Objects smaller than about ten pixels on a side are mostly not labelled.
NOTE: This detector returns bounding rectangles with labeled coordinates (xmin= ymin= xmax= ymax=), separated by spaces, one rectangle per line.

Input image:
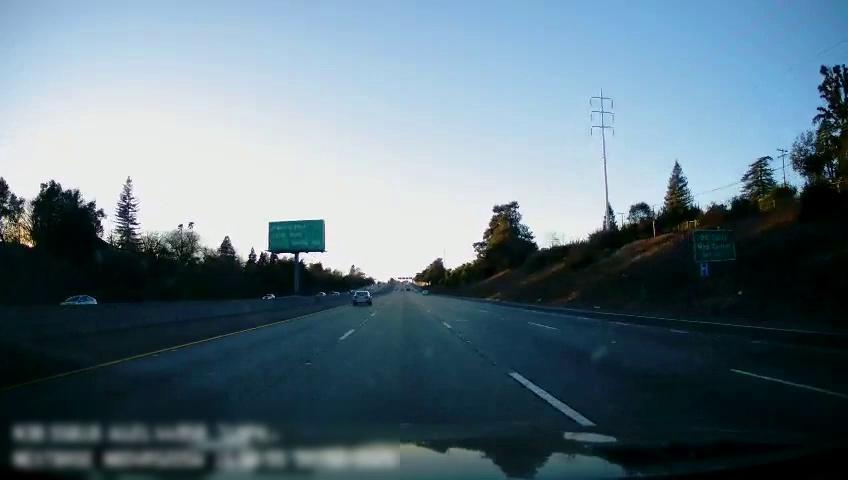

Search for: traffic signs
xmin=267 ymin=220 xmax=326 ymax=251
xmin=691 ymin=228 xmax=737 ymax=263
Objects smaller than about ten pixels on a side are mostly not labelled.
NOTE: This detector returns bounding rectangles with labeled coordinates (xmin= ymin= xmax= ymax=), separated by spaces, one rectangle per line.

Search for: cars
xmin=352 ymin=290 xmax=373 ymax=306
xmin=262 ymin=293 xmax=276 ymax=300
xmin=61 ymin=293 xmax=99 ymax=306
